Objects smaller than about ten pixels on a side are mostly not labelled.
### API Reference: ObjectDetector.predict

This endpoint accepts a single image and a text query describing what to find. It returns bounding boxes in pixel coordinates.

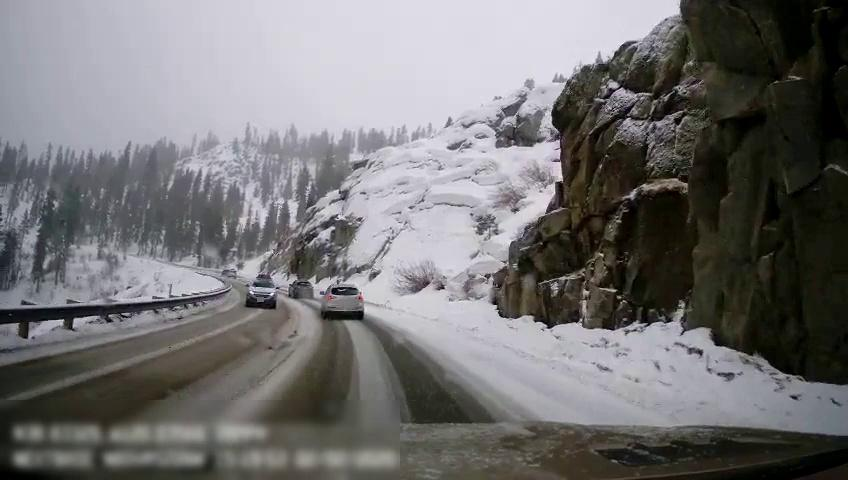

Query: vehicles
[319,284,364,321]
[226,268,237,279]
[245,279,280,309]
[287,280,314,299]
[255,273,271,280]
